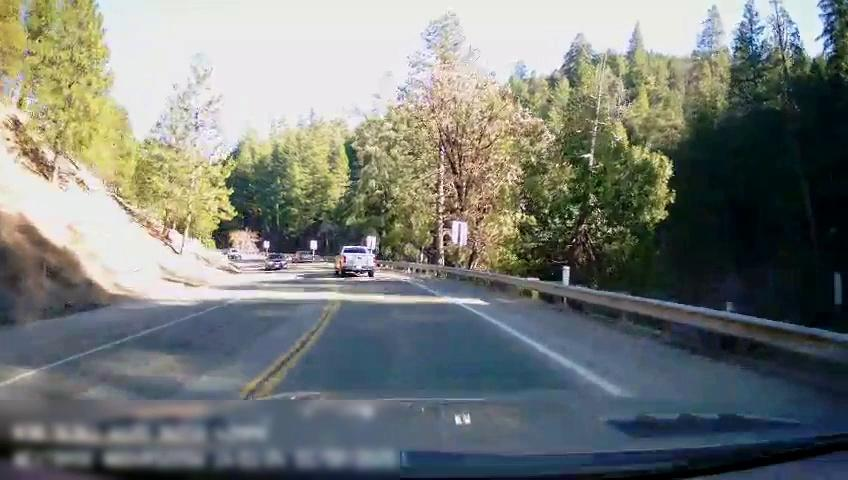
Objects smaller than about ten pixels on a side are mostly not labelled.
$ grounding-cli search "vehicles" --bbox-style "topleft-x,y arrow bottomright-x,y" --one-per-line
334,245 -> 377,278
294,250 -> 313,264
264,255 -> 286,271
